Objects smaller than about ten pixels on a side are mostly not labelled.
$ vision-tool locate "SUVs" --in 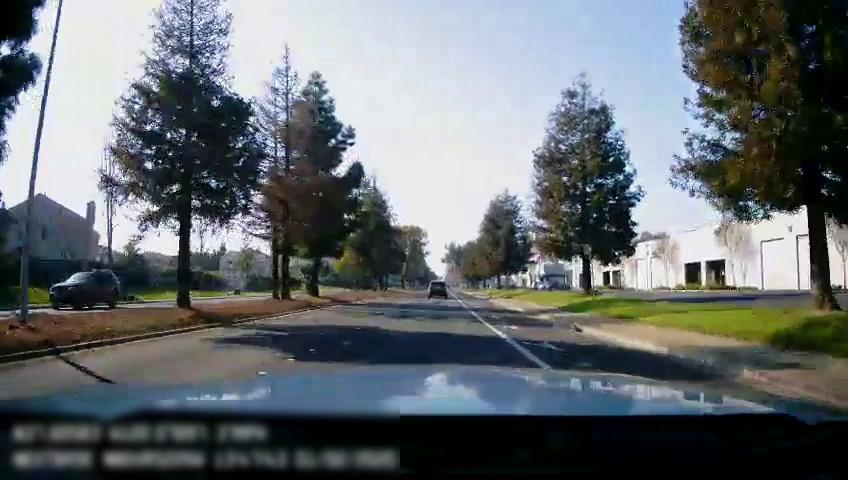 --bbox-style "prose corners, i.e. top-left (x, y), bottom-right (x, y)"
top-left (49, 271), bottom-right (122, 310)
top-left (427, 280), bottom-right (448, 300)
